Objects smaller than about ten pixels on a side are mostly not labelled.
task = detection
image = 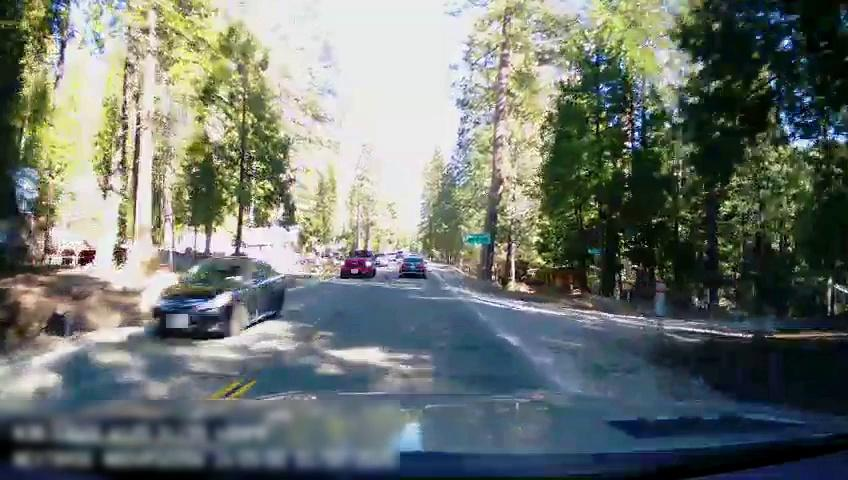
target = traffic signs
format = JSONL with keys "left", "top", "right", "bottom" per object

{"left": 462, "top": 231, "right": 493, "bottom": 247}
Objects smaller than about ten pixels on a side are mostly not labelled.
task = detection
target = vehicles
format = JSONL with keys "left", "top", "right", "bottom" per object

{"left": 149, "top": 254, "right": 288, "bottom": 338}
{"left": 398, "top": 255, "right": 427, "bottom": 278}
{"left": 371, "top": 253, "right": 390, "bottom": 268}
{"left": 386, "top": 252, "right": 397, "bottom": 262}
{"left": 340, "top": 249, "right": 378, "bottom": 279}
